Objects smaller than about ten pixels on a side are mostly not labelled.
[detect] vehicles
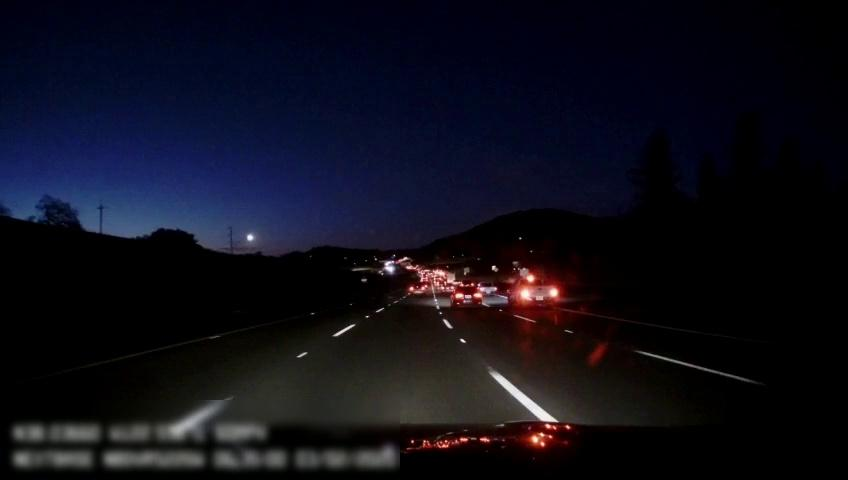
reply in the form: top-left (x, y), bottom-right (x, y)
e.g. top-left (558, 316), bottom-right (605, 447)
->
top-left (481, 281), bottom-right (498, 296)
top-left (450, 286), bottom-right (483, 309)
top-left (507, 278), bottom-right (556, 308)
top-left (440, 282), bottom-right (456, 294)
top-left (409, 281), bottom-right (427, 297)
